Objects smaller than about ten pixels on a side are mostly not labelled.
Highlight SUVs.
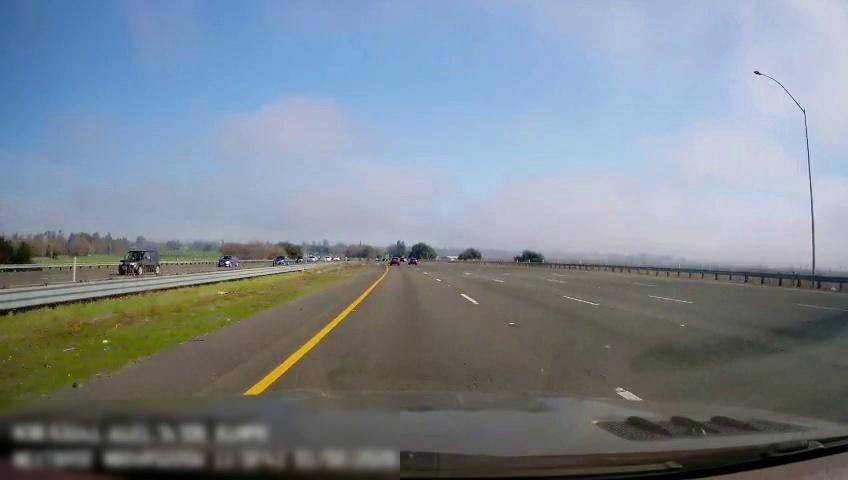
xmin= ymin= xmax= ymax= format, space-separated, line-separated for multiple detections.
xmin=118 ymin=249 xmax=161 ymax=275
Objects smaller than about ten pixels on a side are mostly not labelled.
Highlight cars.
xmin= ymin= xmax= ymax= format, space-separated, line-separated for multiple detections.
xmin=217 ymin=255 xmax=240 ymax=268
xmin=271 ymin=255 xmax=291 ymax=268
